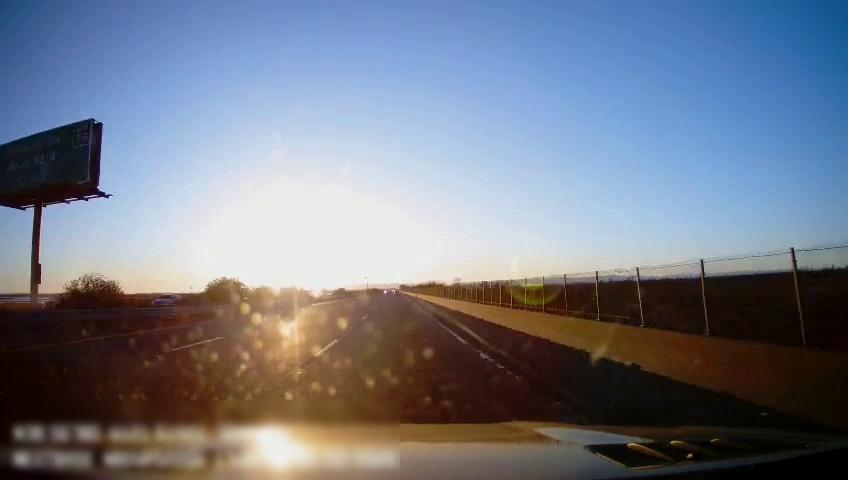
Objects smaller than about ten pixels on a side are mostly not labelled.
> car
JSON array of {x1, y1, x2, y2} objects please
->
[{"x1": 151, "y1": 294, "x2": 186, "y2": 306}]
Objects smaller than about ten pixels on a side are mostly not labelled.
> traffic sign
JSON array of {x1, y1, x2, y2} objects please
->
[{"x1": 0, "y1": 117, "x2": 93, "y2": 196}]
